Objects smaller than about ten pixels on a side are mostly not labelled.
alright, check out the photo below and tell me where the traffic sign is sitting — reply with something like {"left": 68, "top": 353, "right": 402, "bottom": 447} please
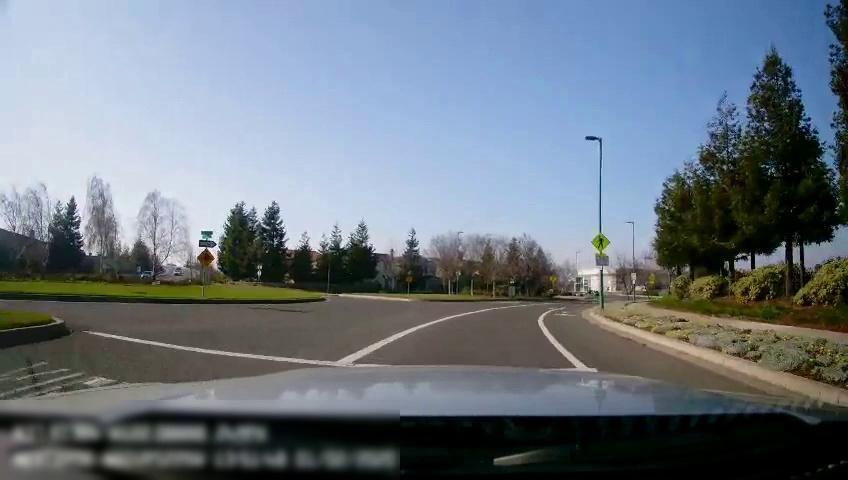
{"left": 592, "top": 232, "right": 610, "bottom": 252}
